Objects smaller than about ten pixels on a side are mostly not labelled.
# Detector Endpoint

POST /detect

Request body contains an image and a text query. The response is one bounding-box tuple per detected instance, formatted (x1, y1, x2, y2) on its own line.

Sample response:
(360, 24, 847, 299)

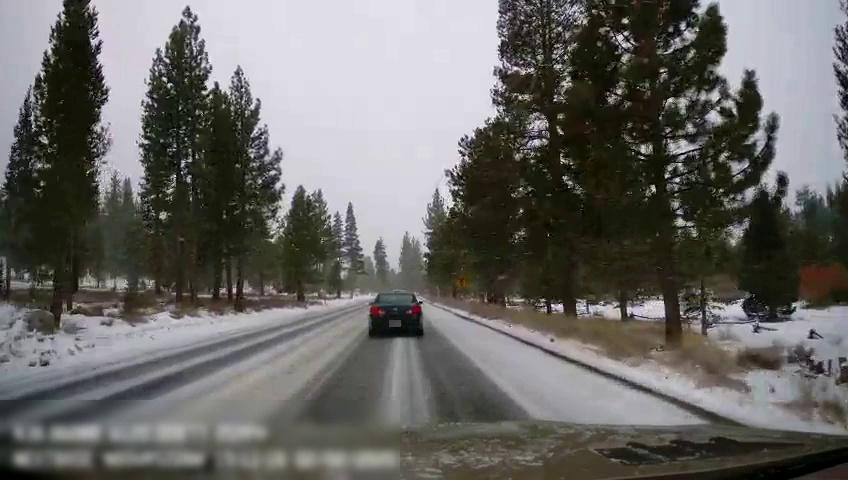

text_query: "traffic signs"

(456, 279, 467, 289)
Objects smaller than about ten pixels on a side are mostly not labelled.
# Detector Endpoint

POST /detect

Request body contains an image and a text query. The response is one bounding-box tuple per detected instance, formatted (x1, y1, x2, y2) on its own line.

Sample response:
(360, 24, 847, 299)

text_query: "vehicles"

(368, 292, 424, 336)
(392, 290, 403, 293)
